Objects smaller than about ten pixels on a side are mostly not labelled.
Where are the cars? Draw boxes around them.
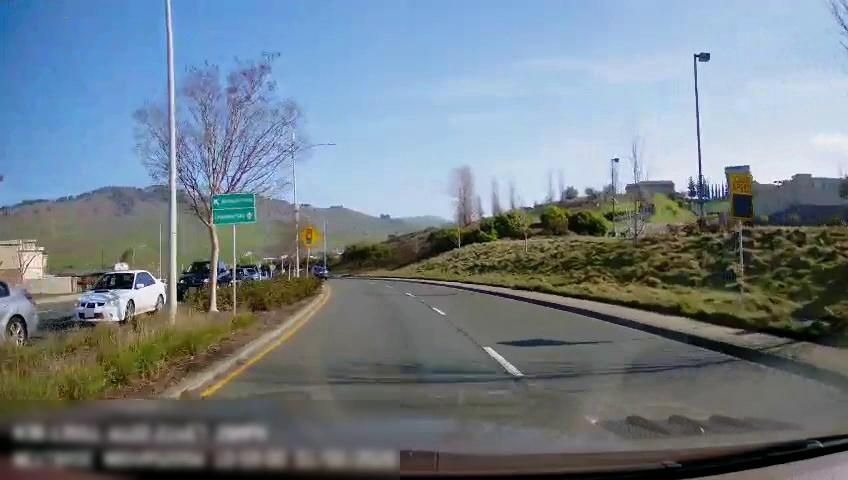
[72,269,168,326]
[0,279,42,351]
[311,265,329,280]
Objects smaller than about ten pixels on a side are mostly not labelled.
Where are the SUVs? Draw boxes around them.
[176,259,233,303]
[236,264,261,281]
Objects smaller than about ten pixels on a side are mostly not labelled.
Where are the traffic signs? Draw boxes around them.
[209,190,258,224]
[297,223,322,250]
[724,170,757,220]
